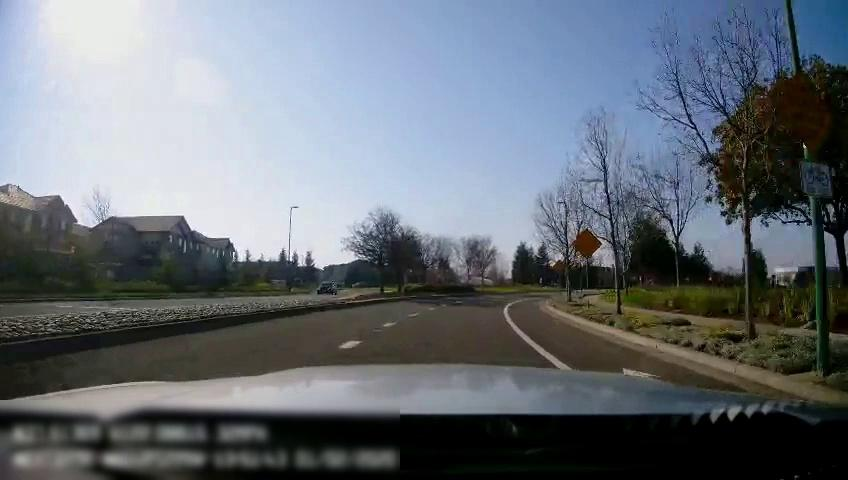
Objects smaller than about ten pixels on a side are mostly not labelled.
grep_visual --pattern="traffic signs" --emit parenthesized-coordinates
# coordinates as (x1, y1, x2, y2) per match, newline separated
(571, 227, 604, 260)
(797, 160, 835, 200)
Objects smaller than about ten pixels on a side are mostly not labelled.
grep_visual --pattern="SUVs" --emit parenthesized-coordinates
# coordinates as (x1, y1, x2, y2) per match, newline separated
(317, 279, 338, 295)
